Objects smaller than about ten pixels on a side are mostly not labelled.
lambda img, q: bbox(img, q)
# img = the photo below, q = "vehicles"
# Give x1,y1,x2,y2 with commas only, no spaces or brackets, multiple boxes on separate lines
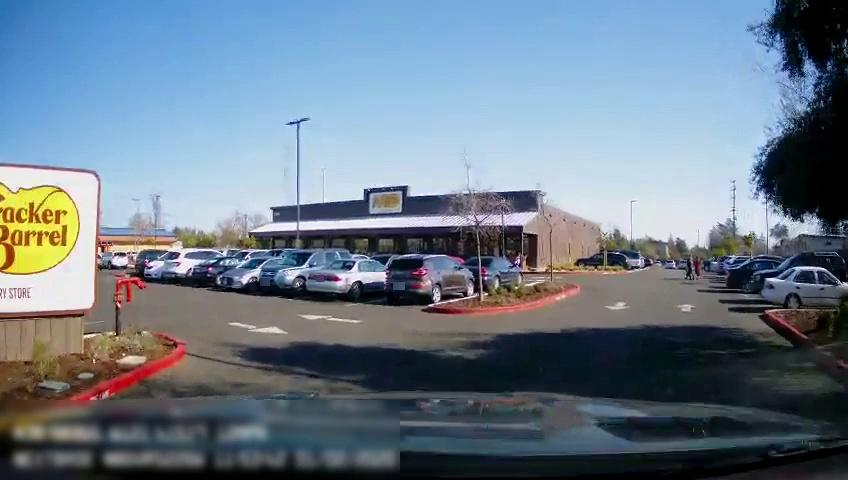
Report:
226,249,273,258
760,266,848,309
305,254,387,301
678,259,689,270
573,252,627,267
609,251,646,267
462,255,521,290
143,251,170,282
728,258,754,268
753,254,793,265
259,249,289,256
216,248,243,257
134,249,170,276
707,261,720,272
368,254,391,265
191,256,253,285
751,251,848,293
160,247,225,283
719,255,757,272
663,259,676,270
728,259,782,289
618,250,651,266
111,252,129,269
383,253,475,305
217,255,279,293
257,248,352,297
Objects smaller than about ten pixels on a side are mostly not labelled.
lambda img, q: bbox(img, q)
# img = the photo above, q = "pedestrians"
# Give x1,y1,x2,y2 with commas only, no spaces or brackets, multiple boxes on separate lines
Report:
686,257,694,280
693,255,702,276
